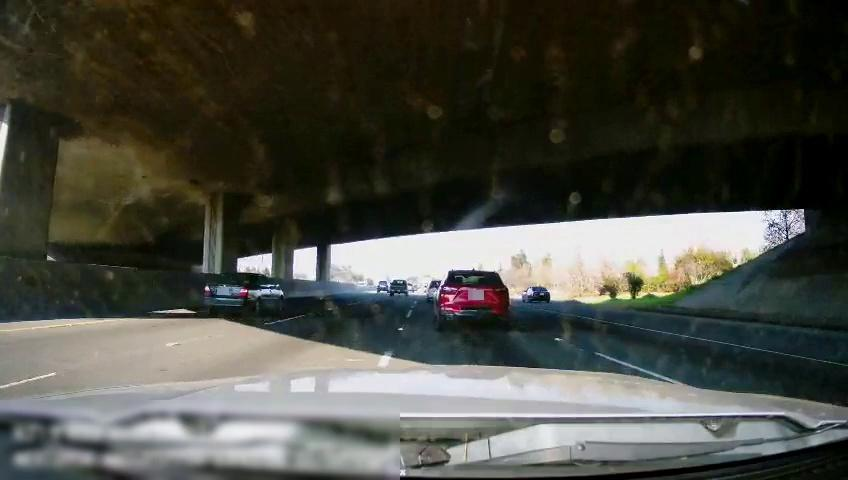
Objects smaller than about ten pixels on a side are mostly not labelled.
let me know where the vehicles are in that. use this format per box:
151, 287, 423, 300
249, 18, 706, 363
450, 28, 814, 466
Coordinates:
388, 278, 410, 297
521, 286, 551, 304
197, 271, 286, 319
432, 269, 511, 333
425, 279, 443, 303
375, 279, 389, 293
